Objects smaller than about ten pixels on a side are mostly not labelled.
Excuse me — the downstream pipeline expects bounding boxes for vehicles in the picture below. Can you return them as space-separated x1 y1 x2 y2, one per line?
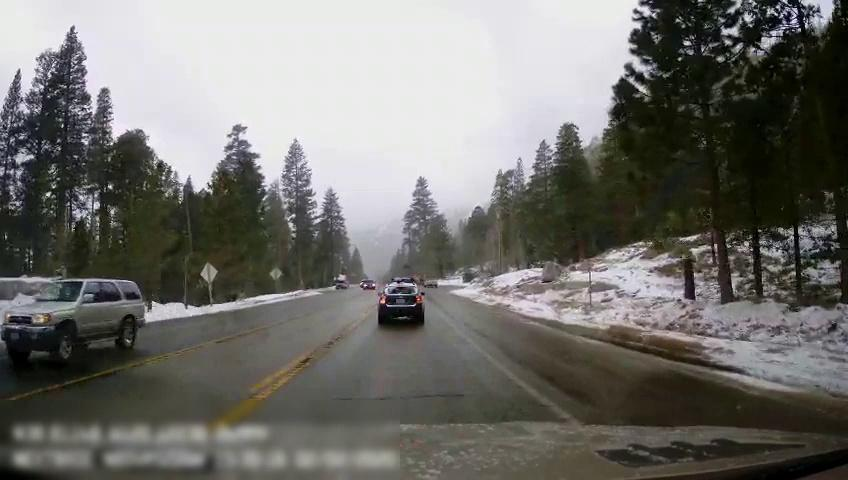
423 278 438 288
335 273 348 290
0 277 147 367
362 278 376 290
377 277 426 325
